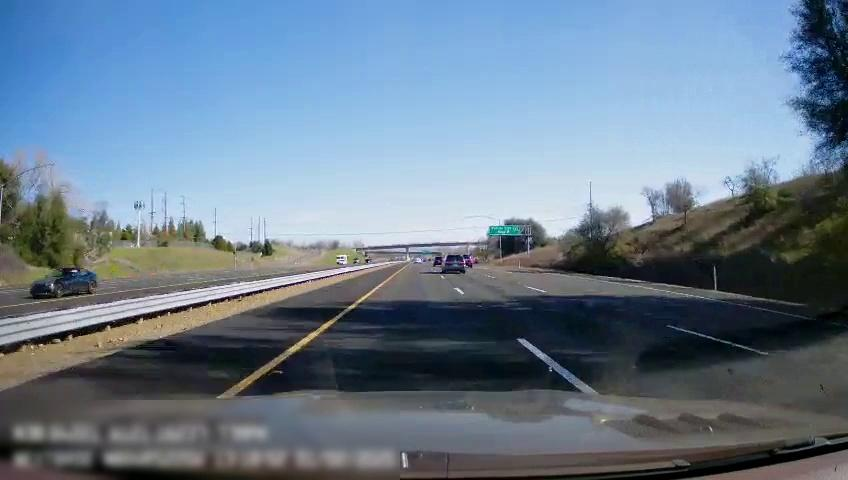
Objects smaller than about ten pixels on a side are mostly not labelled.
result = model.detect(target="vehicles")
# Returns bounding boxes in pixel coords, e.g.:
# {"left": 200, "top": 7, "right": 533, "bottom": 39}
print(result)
{"left": 28, "top": 267, "right": 99, "bottom": 299}
{"left": 441, "top": 255, "right": 466, "bottom": 275}
{"left": 432, "top": 256, "right": 442, "bottom": 267}
{"left": 463, "top": 255, "right": 472, "bottom": 269}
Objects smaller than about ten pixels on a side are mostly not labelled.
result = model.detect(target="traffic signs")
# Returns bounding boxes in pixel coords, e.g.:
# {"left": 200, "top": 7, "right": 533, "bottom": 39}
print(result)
{"left": 488, "top": 225, "right": 521, "bottom": 237}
